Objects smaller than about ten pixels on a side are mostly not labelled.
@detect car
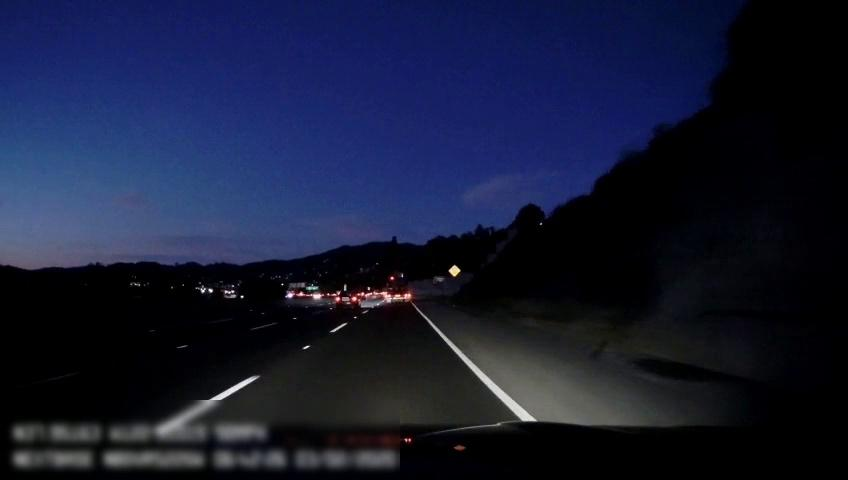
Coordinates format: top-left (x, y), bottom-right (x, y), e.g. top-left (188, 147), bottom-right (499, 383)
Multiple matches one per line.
top-left (335, 291), bottom-right (362, 314)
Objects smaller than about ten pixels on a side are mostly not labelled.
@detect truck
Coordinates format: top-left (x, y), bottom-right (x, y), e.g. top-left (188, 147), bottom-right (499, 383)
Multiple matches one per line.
top-left (384, 273), bottom-right (411, 307)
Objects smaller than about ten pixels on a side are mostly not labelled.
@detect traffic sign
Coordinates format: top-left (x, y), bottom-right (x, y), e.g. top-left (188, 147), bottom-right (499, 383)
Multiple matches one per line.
top-left (448, 265), bottom-right (461, 279)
